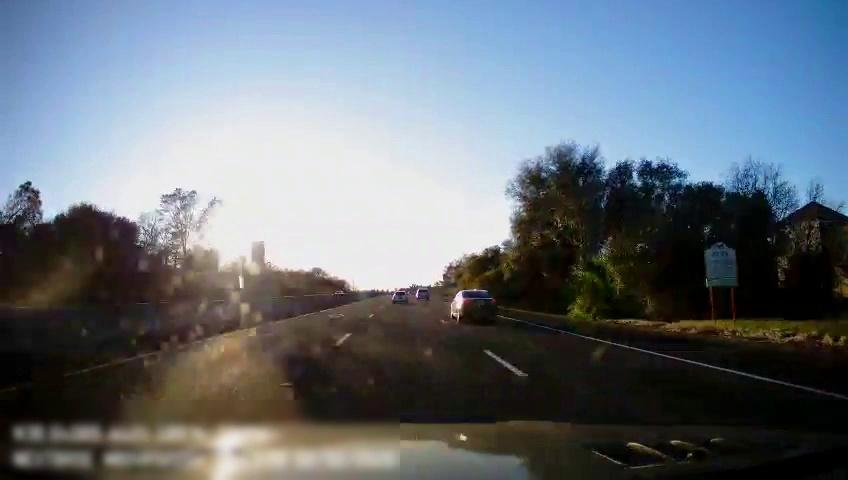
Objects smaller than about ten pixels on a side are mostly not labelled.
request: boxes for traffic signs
[250,240,265,276]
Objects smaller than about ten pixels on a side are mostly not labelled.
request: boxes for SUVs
[415,287,431,300]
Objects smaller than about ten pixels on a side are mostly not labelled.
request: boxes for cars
[391,290,409,305]
[450,289,498,326]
